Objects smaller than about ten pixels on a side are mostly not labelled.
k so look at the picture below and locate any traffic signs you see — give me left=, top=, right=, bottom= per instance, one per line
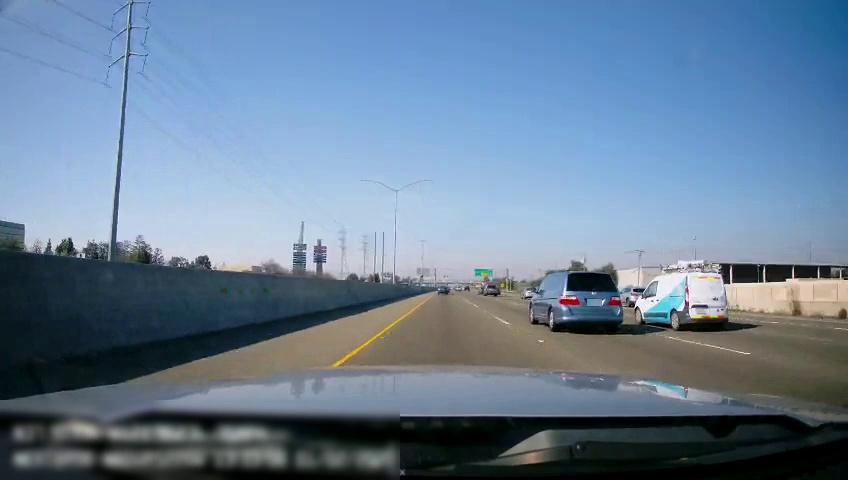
left=473, top=267, right=494, bottom=277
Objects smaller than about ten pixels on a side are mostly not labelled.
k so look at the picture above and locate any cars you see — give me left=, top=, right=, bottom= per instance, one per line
left=437, top=285, right=449, bottom=295
left=619, top=288, right=646, bottom=308
left=520, top=287, right=537, bottom=301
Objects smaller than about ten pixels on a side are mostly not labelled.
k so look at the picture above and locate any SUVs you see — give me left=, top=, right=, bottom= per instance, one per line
left=484, top=283, right=499, bottom=296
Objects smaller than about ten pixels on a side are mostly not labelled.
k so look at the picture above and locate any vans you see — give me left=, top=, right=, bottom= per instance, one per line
left=528, top=271, right=624, bottom=332
left=633, top=272, right=728, bottom=332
